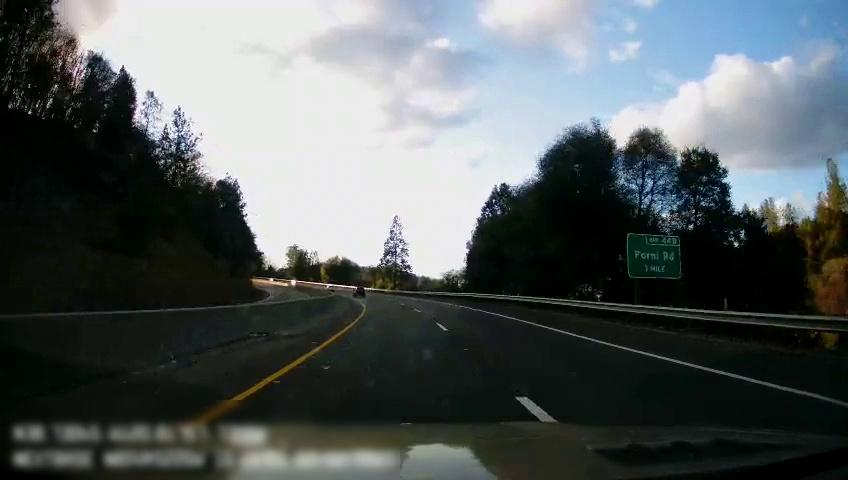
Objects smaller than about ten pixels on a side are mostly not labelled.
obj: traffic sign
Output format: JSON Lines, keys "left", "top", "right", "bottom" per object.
{"left": 626, "top": 232, "right": 683, "bottom": 281}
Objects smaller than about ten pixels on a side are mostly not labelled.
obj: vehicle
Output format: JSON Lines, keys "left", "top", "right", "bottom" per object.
{"left": 352, "top": 286, "right": 365, "bottom": 297}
